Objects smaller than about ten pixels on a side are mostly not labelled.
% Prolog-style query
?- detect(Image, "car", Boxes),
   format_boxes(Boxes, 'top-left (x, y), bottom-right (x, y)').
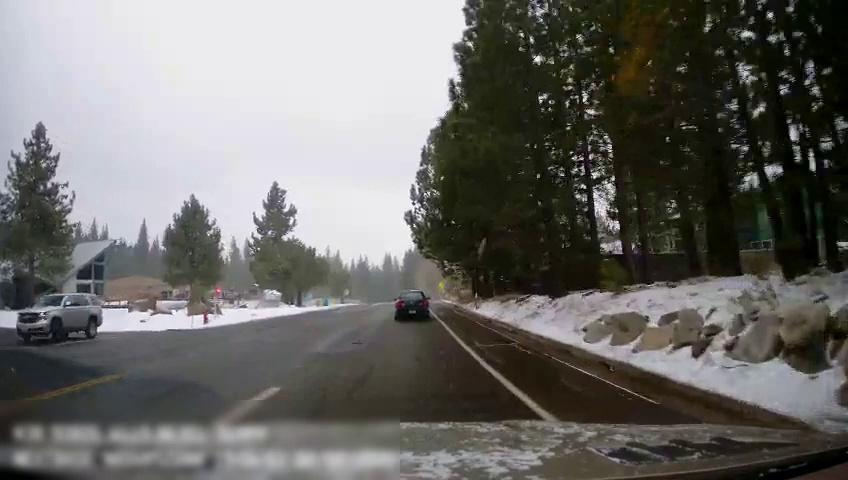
top-left (394, 291), bottom-right (431, 322)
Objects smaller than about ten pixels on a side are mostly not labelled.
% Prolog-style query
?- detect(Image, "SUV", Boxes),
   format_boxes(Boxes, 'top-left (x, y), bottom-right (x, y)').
top-left (15, 293), bottom-right (103, 345)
